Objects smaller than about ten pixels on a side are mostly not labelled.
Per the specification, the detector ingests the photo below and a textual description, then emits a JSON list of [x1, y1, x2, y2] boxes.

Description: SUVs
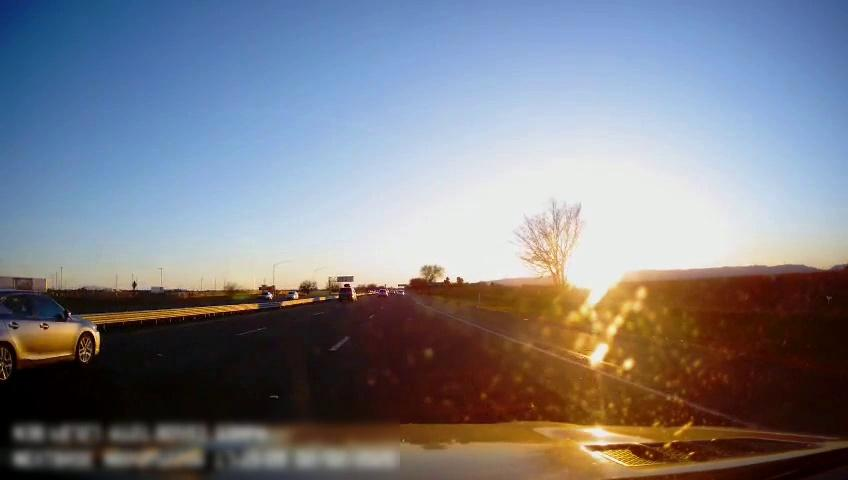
[[286, 291, 299, 300], [337, 283, 357, 303], [261, 291, 273, 300]]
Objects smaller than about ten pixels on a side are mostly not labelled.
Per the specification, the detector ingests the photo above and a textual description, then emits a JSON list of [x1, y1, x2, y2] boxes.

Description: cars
[[0, 290, 102, 388]]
